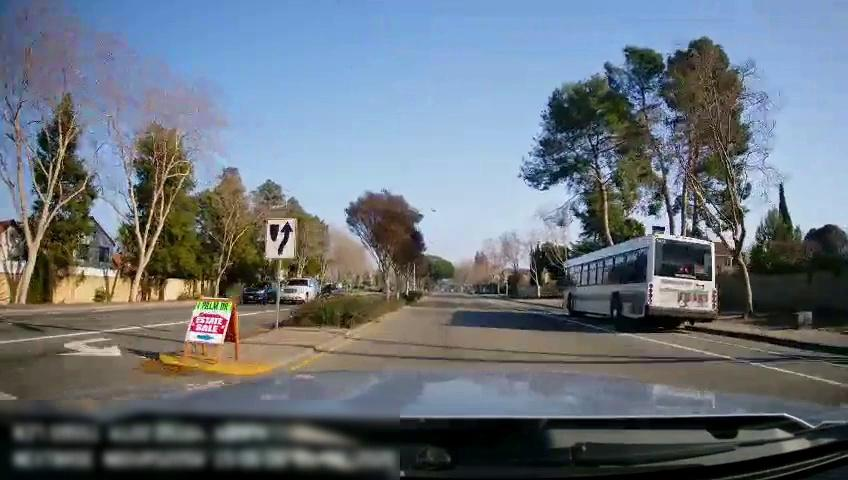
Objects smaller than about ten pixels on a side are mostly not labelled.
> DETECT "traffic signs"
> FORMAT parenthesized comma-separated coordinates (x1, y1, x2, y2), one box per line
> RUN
(266, 218, 296, 259)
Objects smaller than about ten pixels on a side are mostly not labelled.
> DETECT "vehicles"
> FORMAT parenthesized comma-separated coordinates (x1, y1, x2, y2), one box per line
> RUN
(564, 233, 718, 330)
(242, 283, 280, 304)
(279, 278, 321, 305)
(320, 284, 344, 297)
